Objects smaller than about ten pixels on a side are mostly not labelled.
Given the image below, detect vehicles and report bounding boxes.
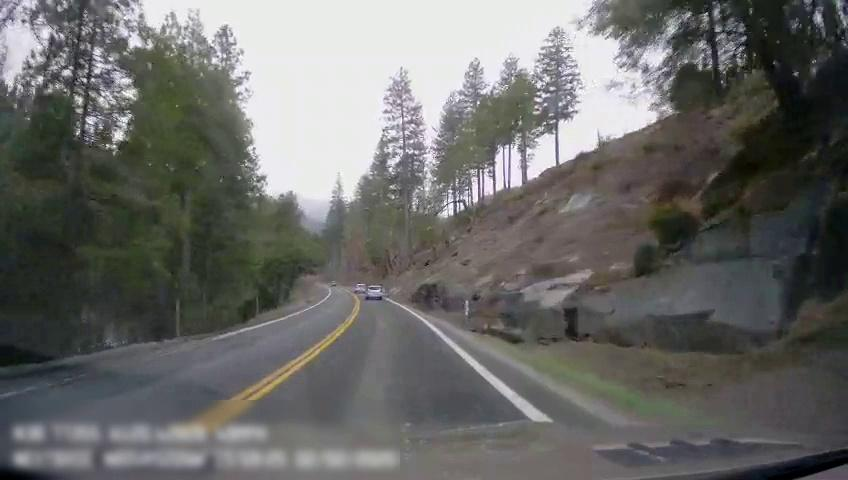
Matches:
[354,284,366,293]
[365,285,383,300]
